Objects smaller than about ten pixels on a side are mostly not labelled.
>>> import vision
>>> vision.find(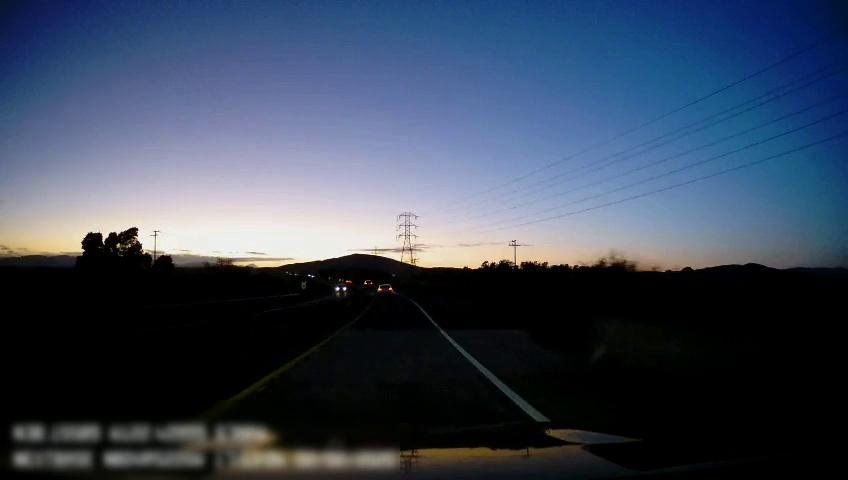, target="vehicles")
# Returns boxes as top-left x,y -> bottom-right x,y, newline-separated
376,283 -> 394,295
362,279 -> 374,288
334,282 -> 350,295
